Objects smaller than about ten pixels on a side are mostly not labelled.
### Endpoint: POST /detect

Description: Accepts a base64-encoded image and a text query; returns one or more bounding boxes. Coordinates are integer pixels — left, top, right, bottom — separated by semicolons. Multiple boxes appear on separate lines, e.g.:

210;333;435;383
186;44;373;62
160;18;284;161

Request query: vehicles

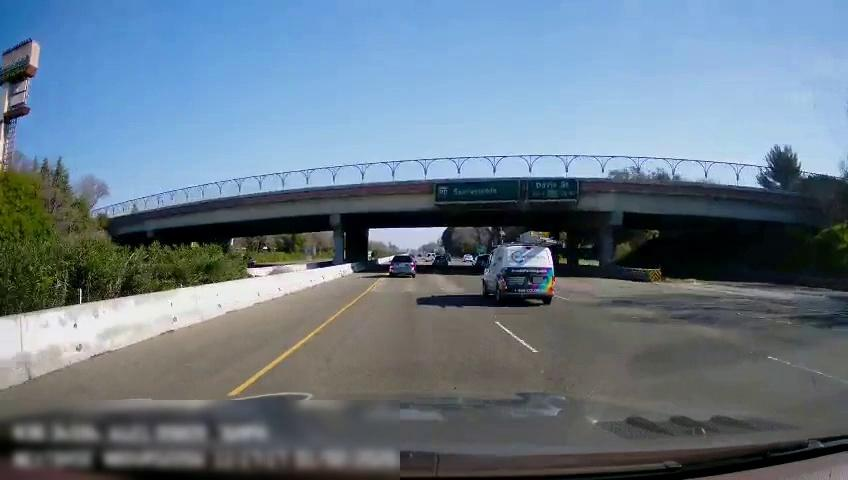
389;255;416;278
433;255;449;269
482;244;556;308
463;254;473;262
471;255;486;268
